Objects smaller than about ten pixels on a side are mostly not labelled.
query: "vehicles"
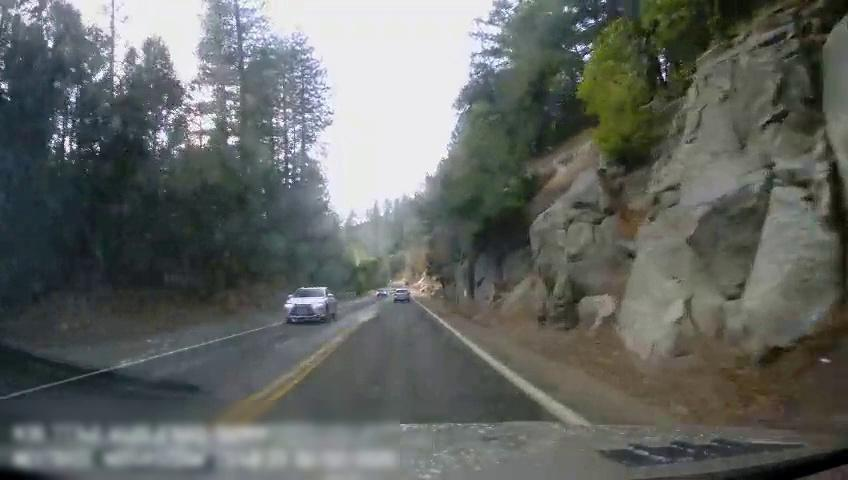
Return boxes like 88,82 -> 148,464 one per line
283,286 -> 338,325
376,289 -> 388,297
393,287 -> 411,303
